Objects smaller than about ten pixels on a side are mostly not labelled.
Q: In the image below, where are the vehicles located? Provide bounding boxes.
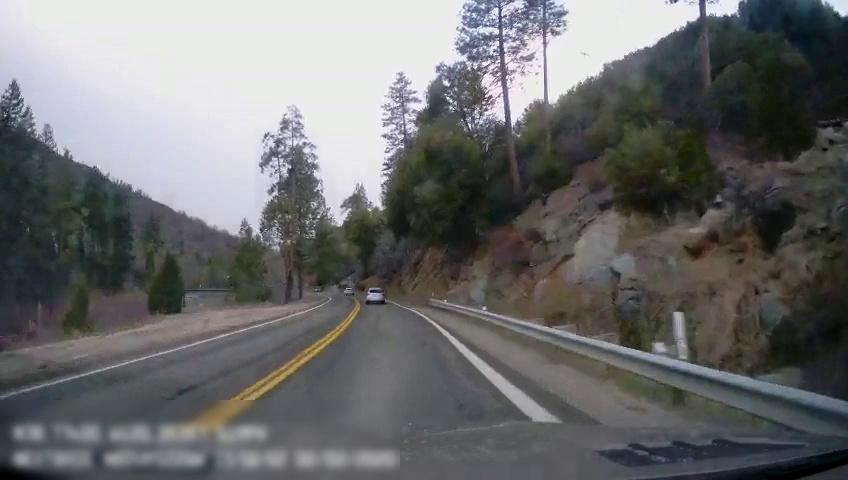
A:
[365,288,385,305]
[344,287,354,296]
